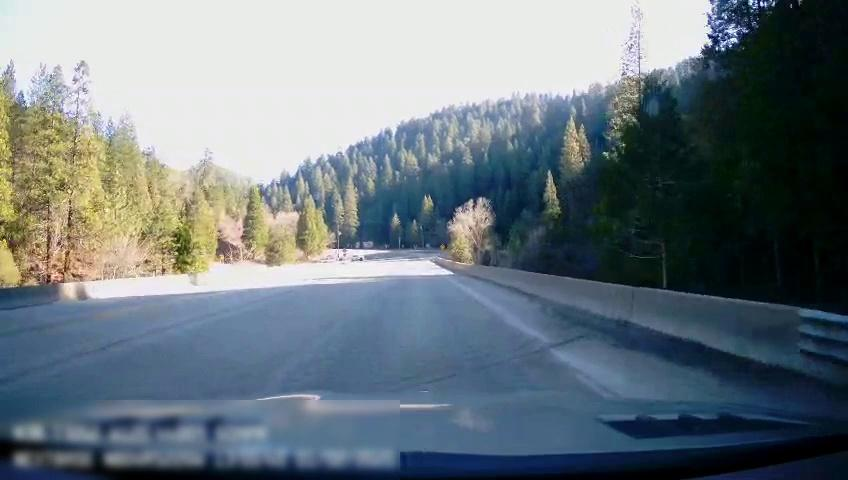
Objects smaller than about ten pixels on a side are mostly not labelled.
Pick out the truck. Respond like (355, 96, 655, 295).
(349, 254, 363, 262)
